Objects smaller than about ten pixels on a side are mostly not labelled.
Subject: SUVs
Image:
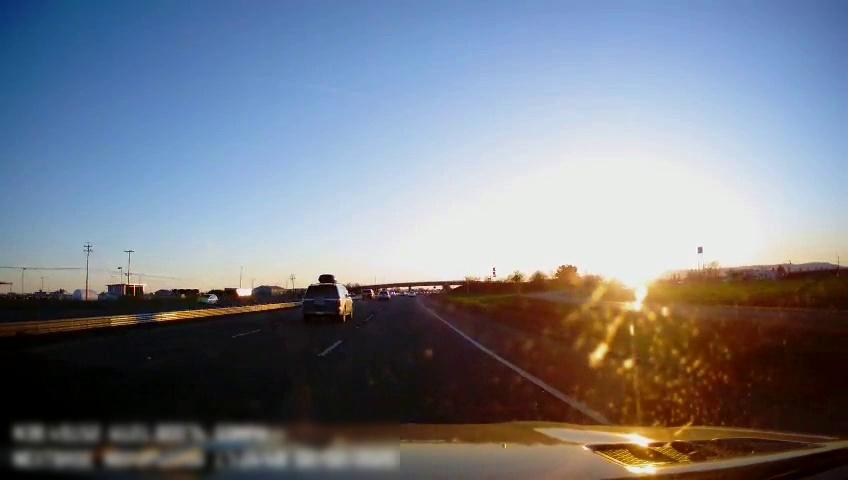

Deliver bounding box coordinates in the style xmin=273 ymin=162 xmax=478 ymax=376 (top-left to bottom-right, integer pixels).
xmin=361 ymin=289 xmax=375 ymax=301
xmin=378 ymin=290 xmax=390 ymax=301
xmin=301 ymin=273 xmax=354 ymax=325
xmin=196 ymin=293 xmax=219 ymax=305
